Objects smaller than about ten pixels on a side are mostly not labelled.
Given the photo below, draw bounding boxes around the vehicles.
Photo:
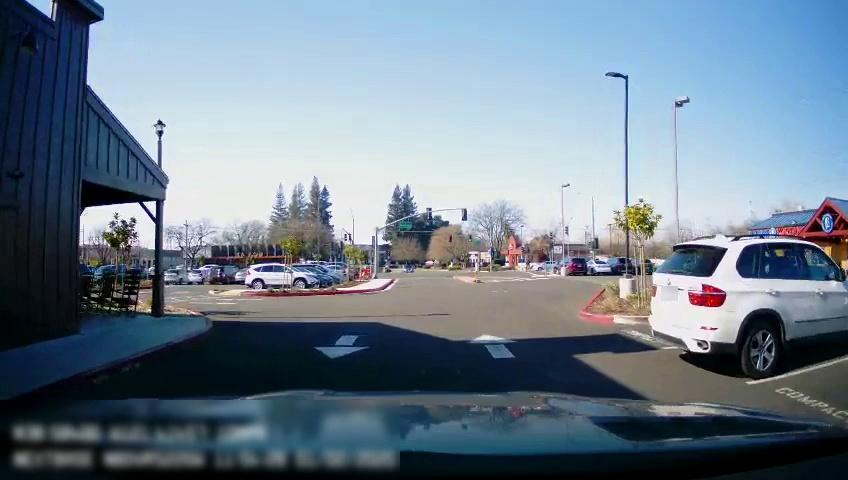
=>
[605,257,633,274]
[585,258,611,275]
[293,266,335,285]
[208,266,240,280]
[244,263,316,291]
[648,233,848,380]
[325,264,349,277]
[187,269,204,285]
[558,256,588,276]
[163,268,189,285]
[235,268,248,284]
[302,260,332,266]
[632,258,653,275]
[301,267,341,284]
[292,262,346,283]
[532,261,559,272]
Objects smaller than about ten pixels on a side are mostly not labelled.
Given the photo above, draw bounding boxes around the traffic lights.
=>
[461,207,467,221]
[426,207,432,220]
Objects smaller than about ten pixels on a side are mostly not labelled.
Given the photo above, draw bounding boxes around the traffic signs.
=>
[399,221,415,228]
